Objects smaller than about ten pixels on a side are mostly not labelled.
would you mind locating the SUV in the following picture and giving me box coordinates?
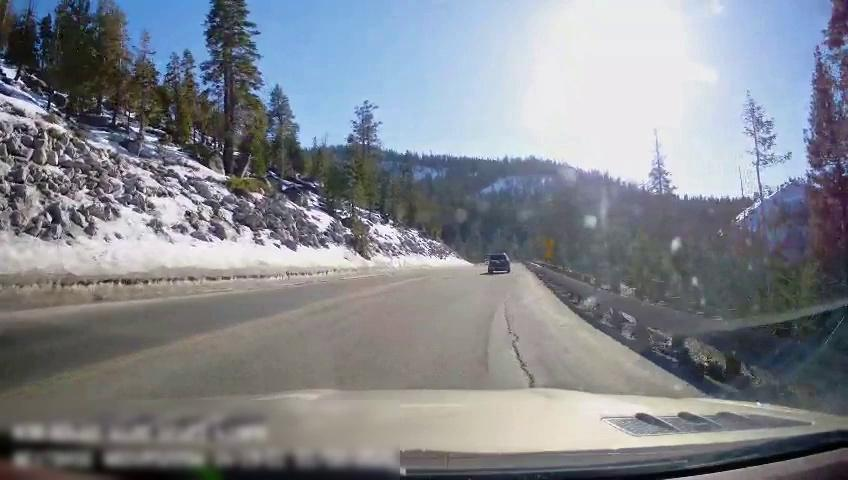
[487,253,511,274]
